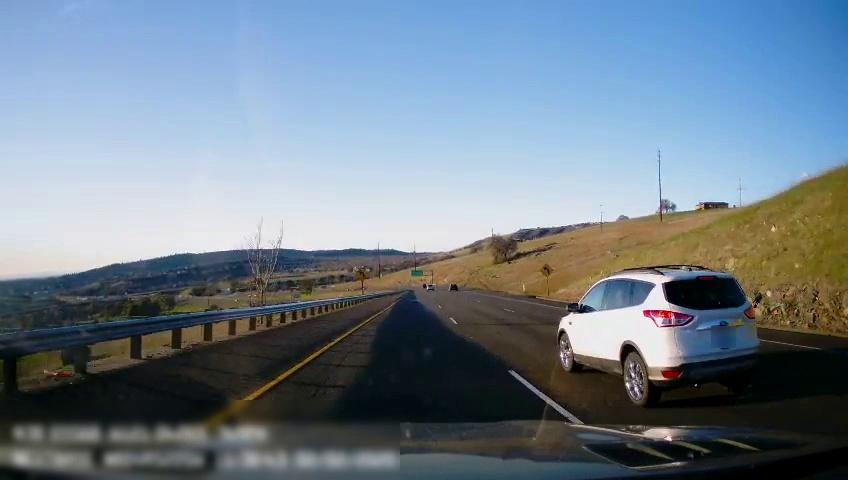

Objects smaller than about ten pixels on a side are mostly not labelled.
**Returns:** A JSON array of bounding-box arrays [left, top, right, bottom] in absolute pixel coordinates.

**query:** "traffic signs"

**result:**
[[356, 268, 368, 282], [410, 270, 424, 277]]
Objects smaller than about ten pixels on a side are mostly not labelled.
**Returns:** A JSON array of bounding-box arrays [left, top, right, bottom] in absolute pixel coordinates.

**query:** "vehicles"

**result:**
[[448, 283, 459, 292], [558, 271, 762, 407]]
